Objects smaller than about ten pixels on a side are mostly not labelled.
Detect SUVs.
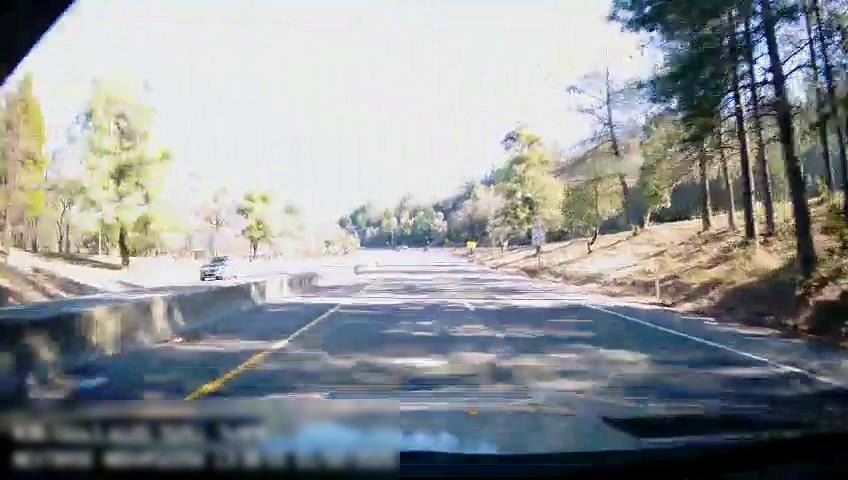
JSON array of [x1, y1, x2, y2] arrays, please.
[[199, 255, 240, 282]]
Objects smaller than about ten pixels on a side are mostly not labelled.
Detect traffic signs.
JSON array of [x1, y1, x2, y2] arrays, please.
[[466, 241, 477, 249], [531, 225, 546, 247]]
